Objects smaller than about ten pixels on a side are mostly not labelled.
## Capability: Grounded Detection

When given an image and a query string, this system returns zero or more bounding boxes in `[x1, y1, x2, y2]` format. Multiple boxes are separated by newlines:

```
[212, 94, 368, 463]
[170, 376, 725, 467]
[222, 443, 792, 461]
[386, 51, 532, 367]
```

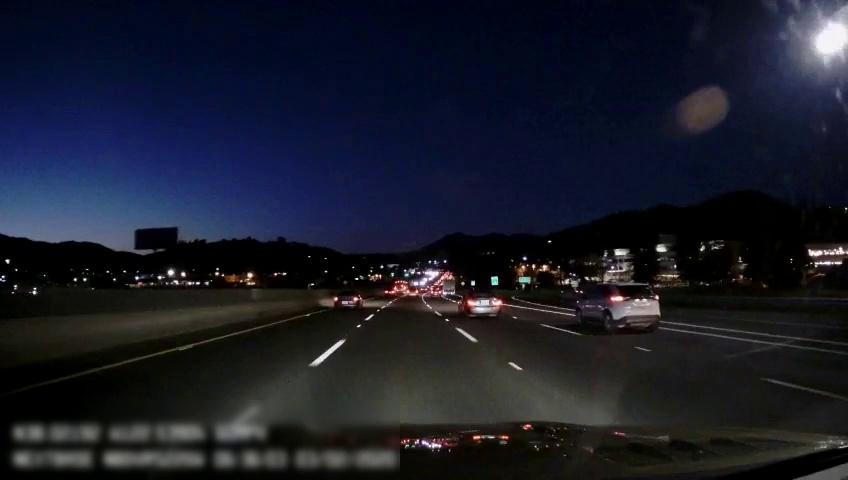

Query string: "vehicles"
[458, 290, 502, 320]
[574, 281, 660, 332]
[333, 291, 364, 312]
[394, 281, 408, 297]
[388, 289, 403, 300]
[430, 286, 443, 297]
[409, 286, 423, 298]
